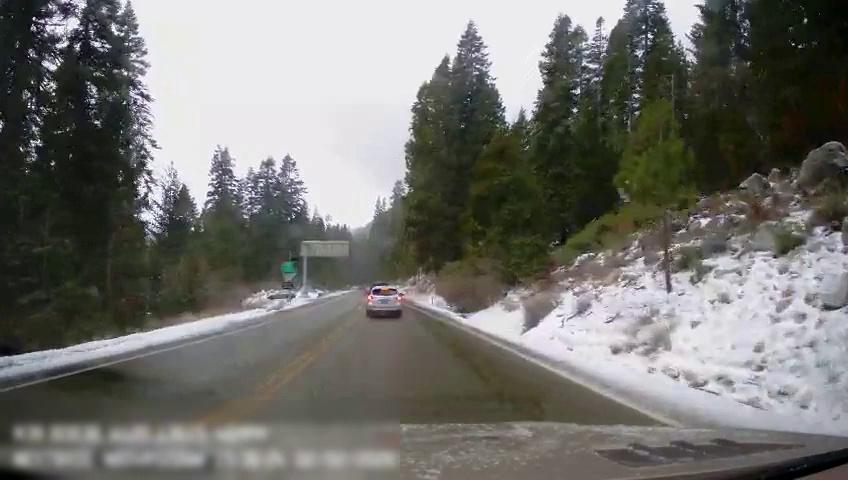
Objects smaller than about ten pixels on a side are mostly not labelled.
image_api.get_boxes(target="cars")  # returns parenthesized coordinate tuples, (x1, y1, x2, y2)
(267, 291, 296, 301)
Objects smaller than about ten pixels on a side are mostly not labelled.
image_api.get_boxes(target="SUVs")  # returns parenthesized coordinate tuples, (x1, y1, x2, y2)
(365, 286, 405, 319)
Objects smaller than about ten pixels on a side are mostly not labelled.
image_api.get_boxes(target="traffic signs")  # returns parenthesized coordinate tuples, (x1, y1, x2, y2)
(281, 281, 294, 290)
(281, 261, 295, 274)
